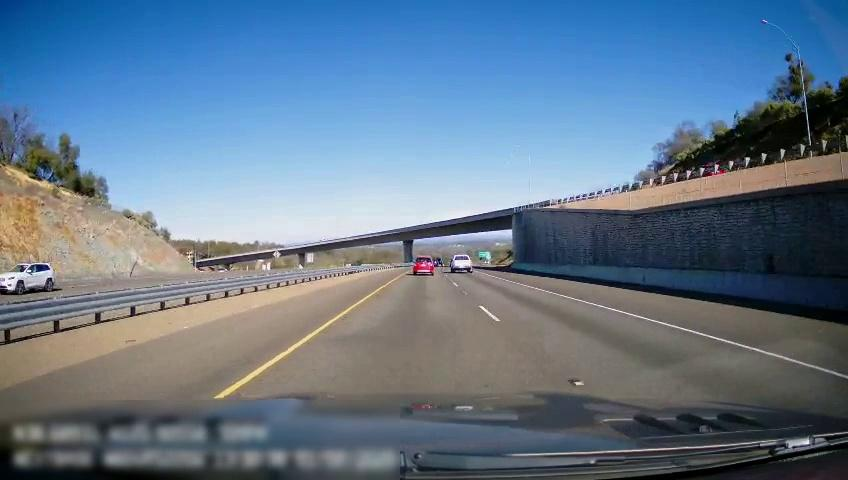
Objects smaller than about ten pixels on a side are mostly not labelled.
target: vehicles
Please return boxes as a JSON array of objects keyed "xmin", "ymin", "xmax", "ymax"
[
  {"xmin": 415, "ymin": 258, "xmax": 437, "ymax": 276},
  {"xmin": 450, "ymin": 255, "xmax": 473, "ymax": 273},
  {"xmin": 701, "ymin": 161, "xmax": 725, "ymax": 177},
  {"xmin": 0, "ymin": 262, "xmax": 57, "ymax": 295}
]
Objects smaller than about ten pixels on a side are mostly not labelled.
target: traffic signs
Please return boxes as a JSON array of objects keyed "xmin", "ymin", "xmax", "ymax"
[{"xmin": 478, "ymin": 251, "xmax": 489, "ymax": 257}]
